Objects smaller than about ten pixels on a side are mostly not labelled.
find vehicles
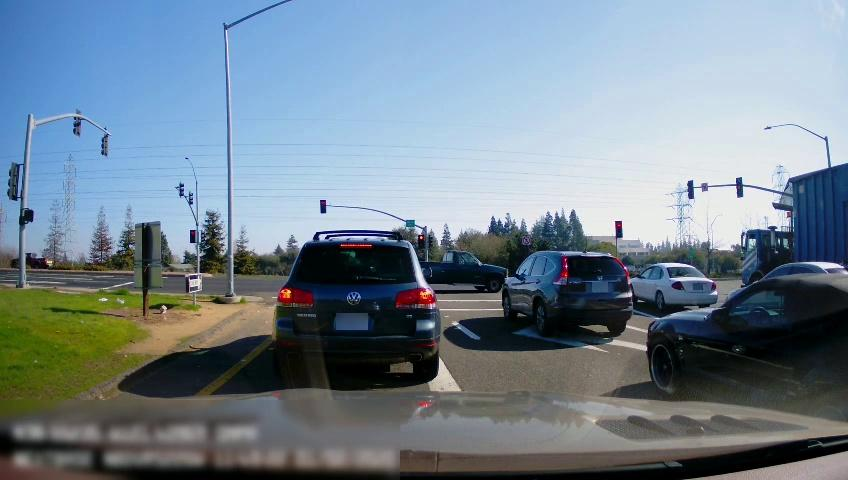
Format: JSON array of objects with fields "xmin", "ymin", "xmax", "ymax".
[
  {"xmin": 630, "ymin": 262, "xmax": 719, "ymax": 315},
  {"xmin": 740, "ymin": 162, "xmax": 848, "ymax": 287},
  {"xmin": 760, "ymin": 262, "xmax": 848, "ymax": 280},
  {"xmin": 421, "ymin": 250, "xmax": 507, "ymax": 292},
  {"xmin": 10, "ymin": 251, "xmax": 55, "ymax": 270},
  {"xmin": 272, "ymin": 239, "xmax": 443, "ymax": 383},
  {"xmin": 501, "ymin": 251, "xmax": 635, "ymax": 339},
  {"xmin": 647, "ymin": 274, "xmax": 848, "ymax": 415}
]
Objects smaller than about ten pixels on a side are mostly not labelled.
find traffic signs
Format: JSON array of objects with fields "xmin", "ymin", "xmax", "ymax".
[{"xmin": 405, "ymin": 220, "xmax": 416, "ymax": 229}]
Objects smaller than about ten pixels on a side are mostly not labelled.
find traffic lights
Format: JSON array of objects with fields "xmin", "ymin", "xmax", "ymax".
[
  {"xmin": 5, "ymin": 164, "xmax": 18, "ymax": 202},
  {"xmin": 616, "ymin": 221, "xmax": 625, "ymax": 240},
  {"xmin": 320, "ymin": 200, "xmax": 327, "ymax": 215},
  {"xmin": 687, "ymin": 180, "xmax": 696, "ymax": 202},
  {"xmin": 71, "ymin": 112, "xmax": 82, "ymax": 137},
  {"xmin": 429, "ymin": 237, "xmax": 435, "ymax": 250},
  {"xmin": 22, "ymin": 209, "xmax": 33, "ymax": 224},
  {"xmin": 100, "ymin": 134, "xmax": 108, "ymax": 157},
  {"xmin": 417, "ymin": 236, "xmax": 425, "ymax": 248},
  {"xmin": 187, "ymin": 193, "xmax": 194, "ymax": 207},
  {"xmin": 176, "ymin": 183, "xmax": 185, "ymax": 199},
  {"xmin": 190, "ymin": 230, "xmax": 197, "ymax": 244}
]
